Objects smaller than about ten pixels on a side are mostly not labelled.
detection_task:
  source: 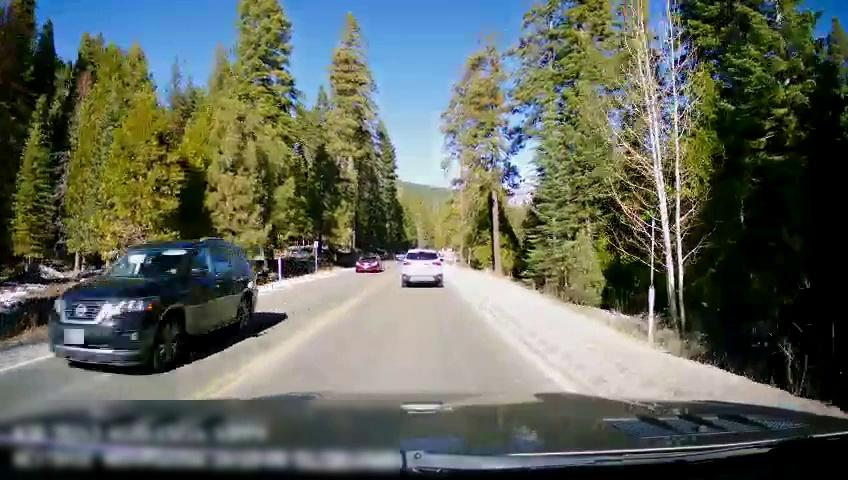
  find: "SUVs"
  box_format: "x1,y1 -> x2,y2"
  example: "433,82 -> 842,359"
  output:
400,248 -> 445,289
47,236 -> 260,374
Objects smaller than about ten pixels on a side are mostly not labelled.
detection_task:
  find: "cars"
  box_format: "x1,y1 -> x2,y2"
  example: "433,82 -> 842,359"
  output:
354,255 -> 385,274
